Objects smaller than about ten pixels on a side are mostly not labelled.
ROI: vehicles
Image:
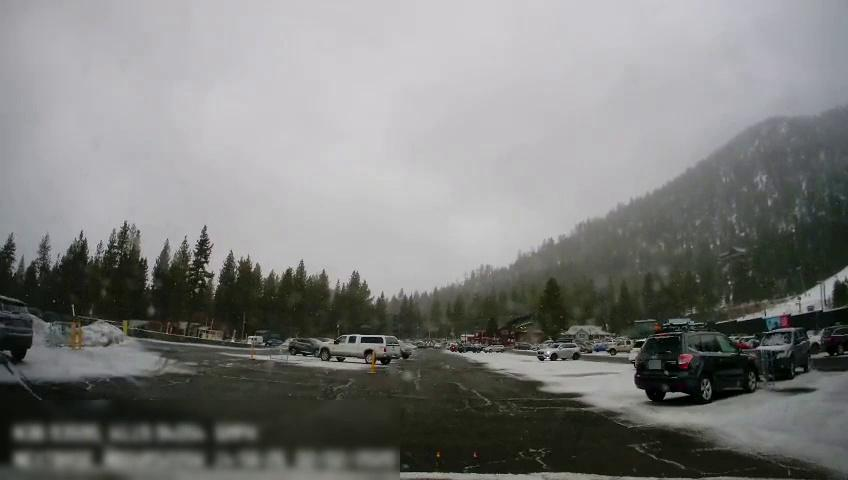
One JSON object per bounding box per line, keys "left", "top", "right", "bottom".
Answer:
{"left": 537, "top": 342, "right": 581, "bottom": 362}
{"left": 457, "top": 342, "right": 482, "bottom": 353}
{"left": 606, "top": 339, "right": 634, "bottom": 356}
{"left": 401, "top": 345, "right": 412, "bottom": 359}
{"left": 287, "top": 337, "right": 321, "bottom": 358}
{"left": 734, "top": 342, "right": 753, "bottom": 350}
{"left": 0, "top": 295, "right": 35, "bottom": 363}
{"left": 821, "top": 324, "right": 848, "bottom": 356}
{"left": 483, "top": 344, "right": 506, "bottom": 353}
{"left": 629, "top": 339, "right": 646, "bottom": 369}
{"left": 320, "top": 334, "right": 402, "bottom": 366}
{"left": 756, "top": 328, "right": 810, "bottom": 381}
{"left": 633, "top": 332, "right": 760, "bottom": 406}
{"left": 808, "top": 331, "right": 823, "bottom": 355}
